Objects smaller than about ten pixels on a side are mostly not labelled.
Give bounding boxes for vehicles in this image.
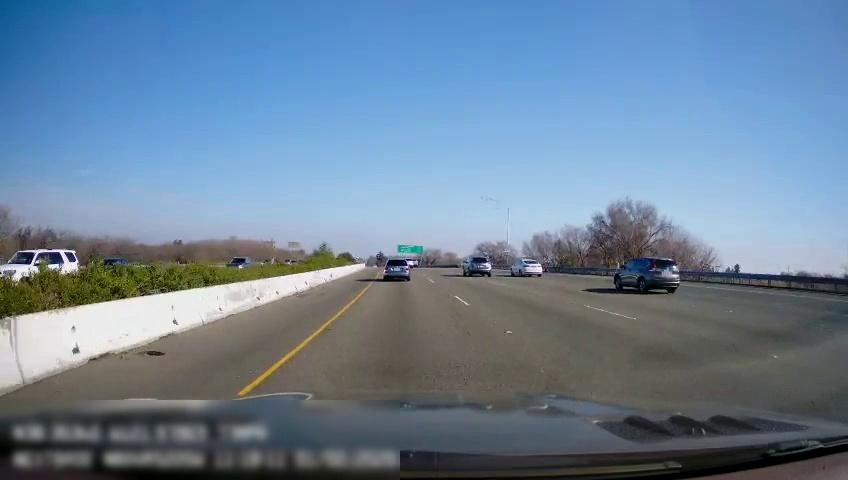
[103,258,129,266]
[225,256,257,269]
[383,259,411,282]
[613,257,680,294]
[0,249,79,284]
[406,258,413,268]
[462,255,492,277]
[511,258,542,277]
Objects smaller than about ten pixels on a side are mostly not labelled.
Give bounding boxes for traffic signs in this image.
[397,245,424,255]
